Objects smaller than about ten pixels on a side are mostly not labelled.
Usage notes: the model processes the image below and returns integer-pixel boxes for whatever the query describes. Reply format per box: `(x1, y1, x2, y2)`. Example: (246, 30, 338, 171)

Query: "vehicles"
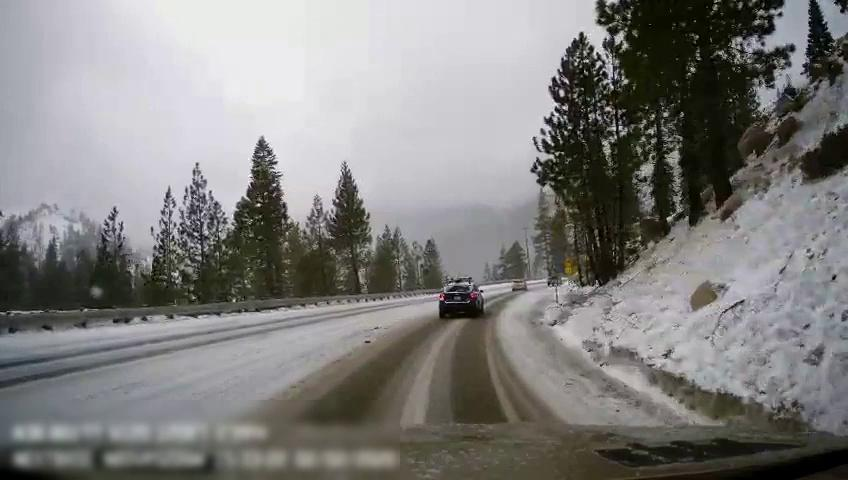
(438, 278, 484, 319)
(511, 279, 528, 292)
